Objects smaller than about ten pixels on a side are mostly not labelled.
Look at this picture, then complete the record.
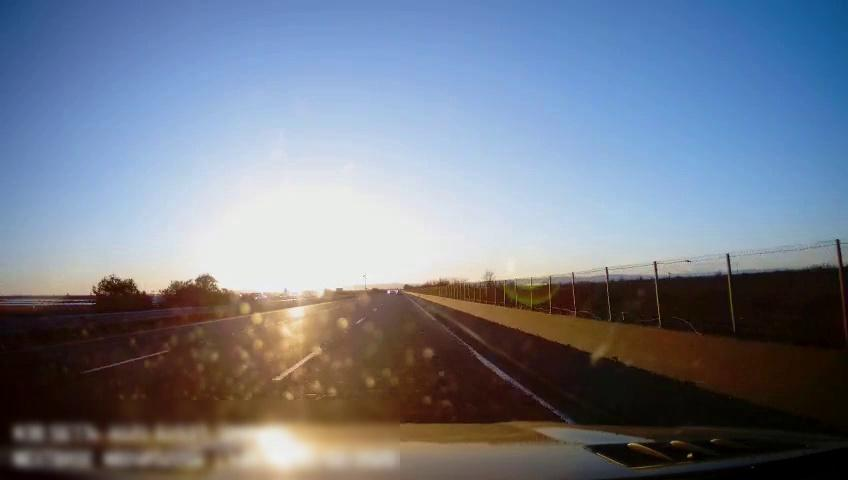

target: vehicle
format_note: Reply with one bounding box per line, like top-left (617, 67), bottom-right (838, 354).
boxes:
top-left (245, 292), bottom-right (267, 303)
